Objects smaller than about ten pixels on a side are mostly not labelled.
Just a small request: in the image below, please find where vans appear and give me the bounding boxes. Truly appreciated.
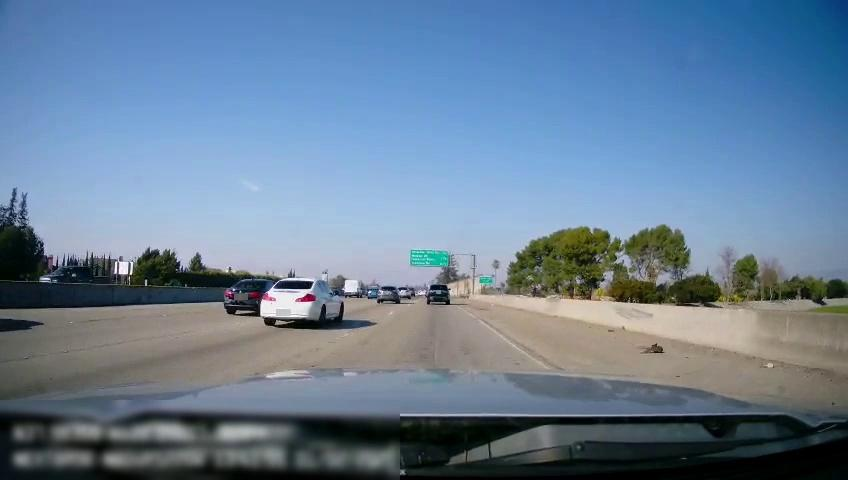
[344,279,363,299]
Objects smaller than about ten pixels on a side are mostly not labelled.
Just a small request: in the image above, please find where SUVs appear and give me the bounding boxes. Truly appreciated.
[377,285,401,304]
[395,286,412,300]
[426,284,452,305]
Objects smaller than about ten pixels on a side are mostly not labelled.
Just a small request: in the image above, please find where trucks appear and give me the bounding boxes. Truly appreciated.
[38,266,112,285]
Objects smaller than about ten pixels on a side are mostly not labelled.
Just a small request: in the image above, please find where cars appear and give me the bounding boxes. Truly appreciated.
[367,287,381,300]
[259,278,345,328]
[223,279,287,316]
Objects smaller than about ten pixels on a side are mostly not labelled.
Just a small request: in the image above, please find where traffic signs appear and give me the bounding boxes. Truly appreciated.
[408,248,449,268]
